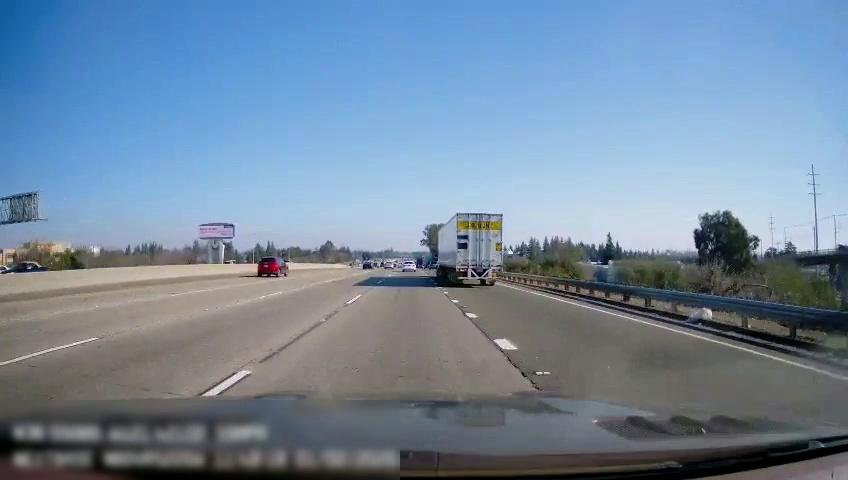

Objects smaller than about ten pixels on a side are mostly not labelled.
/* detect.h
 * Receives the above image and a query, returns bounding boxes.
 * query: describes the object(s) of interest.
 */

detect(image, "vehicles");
[401,260,418,273]
[1,261,48,274]
[0,265,11,272]
[434,212,505,287]
[256,255,290,278]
